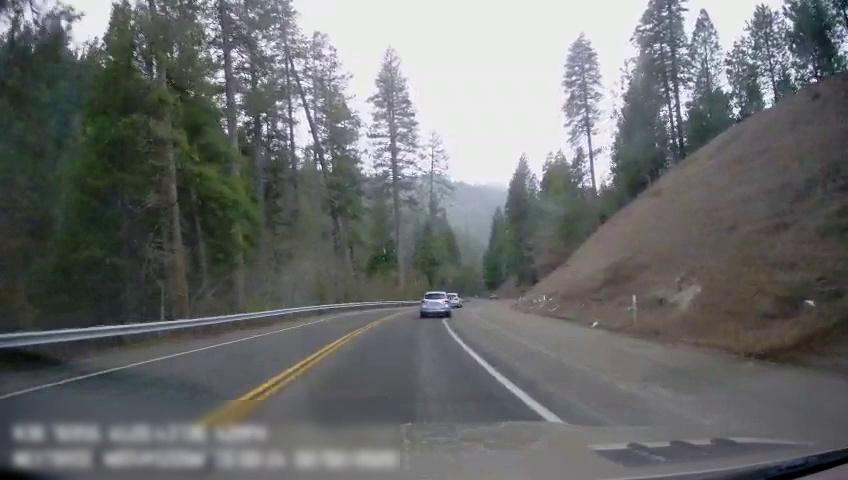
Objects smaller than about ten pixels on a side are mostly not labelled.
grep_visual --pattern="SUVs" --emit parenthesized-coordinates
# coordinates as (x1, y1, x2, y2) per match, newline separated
(420, 291, 452, 318)
(446, 293, 463, 308)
